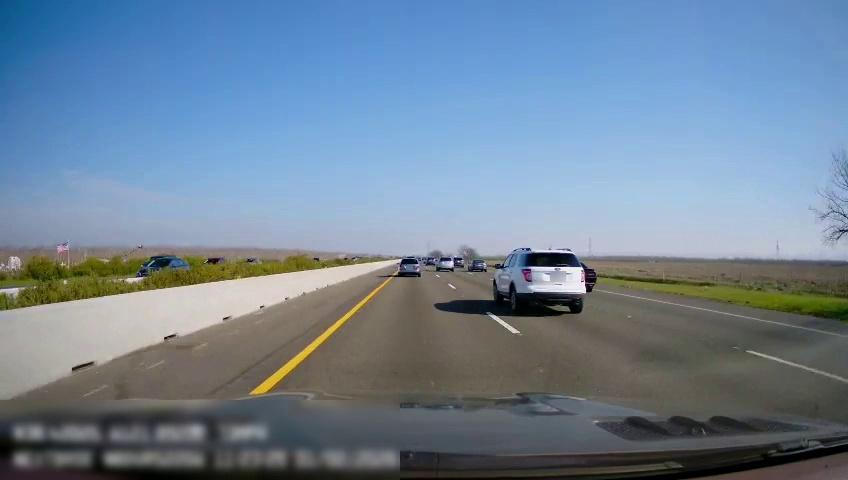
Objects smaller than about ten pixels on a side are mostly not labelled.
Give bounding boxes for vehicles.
[203,257,226,265]
[397,257,422,277]
[468,259,489,273]
[436,256,455,272]
[582,263,597,293]
[452,256,466,268]
[491,248,588,314]
[425,257,435,266]
[135,255,176,278]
